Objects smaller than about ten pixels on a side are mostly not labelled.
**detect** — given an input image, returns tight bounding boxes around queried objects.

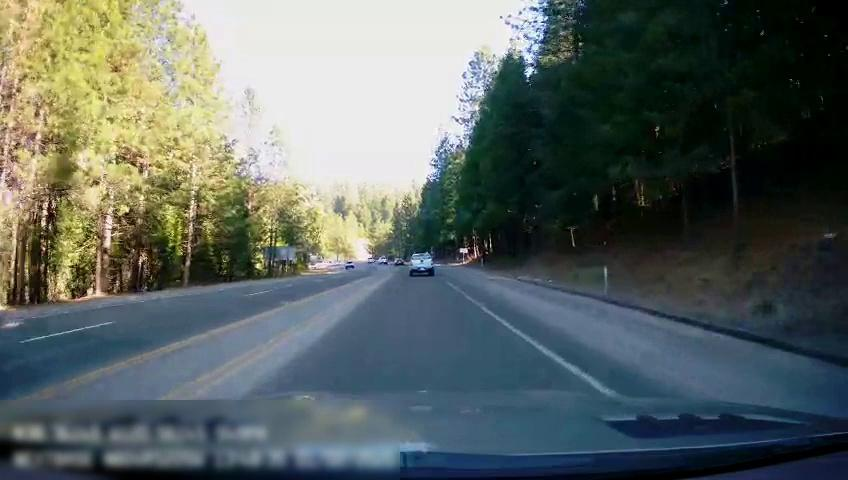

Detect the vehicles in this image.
[394,257,405,266]
[407,252,436,277]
